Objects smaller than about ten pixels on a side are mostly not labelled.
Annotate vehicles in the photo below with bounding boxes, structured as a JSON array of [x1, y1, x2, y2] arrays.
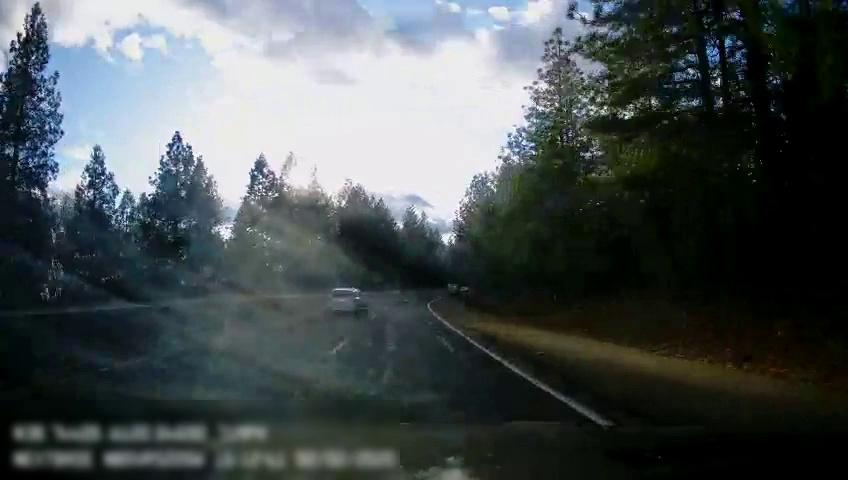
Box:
[[446, 282, 459, 295], [328, 287, 361, 316]]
